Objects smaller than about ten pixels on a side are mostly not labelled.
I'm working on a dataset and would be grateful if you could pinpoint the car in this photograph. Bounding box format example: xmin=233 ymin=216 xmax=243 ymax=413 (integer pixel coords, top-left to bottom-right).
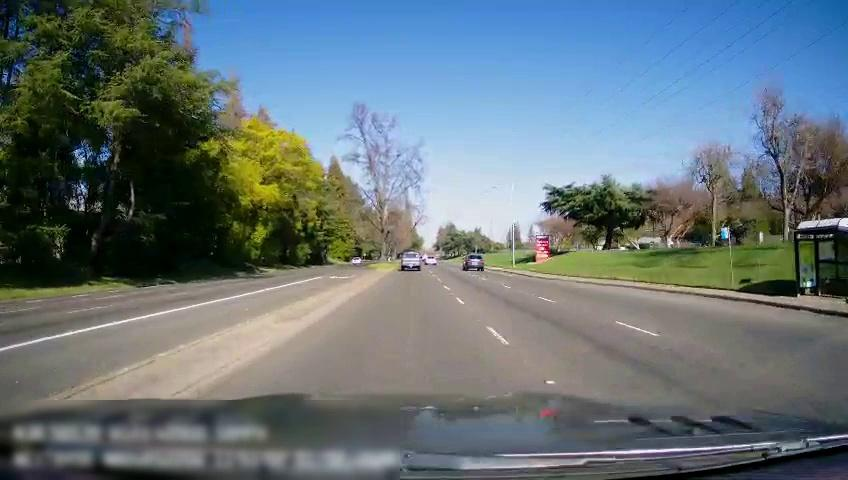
xmin=424 ymin=255 xmax=436 ymax=265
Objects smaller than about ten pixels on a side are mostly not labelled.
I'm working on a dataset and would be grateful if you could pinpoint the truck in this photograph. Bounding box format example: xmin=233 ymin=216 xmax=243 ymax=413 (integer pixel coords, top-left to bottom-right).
xmin=400 ymin=252 xmax=422 ymax=272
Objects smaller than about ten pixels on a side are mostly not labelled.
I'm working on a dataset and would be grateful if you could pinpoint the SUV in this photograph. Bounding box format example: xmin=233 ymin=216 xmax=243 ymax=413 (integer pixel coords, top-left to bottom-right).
xmin=461 ymin=253 xmax=484 ymax=271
